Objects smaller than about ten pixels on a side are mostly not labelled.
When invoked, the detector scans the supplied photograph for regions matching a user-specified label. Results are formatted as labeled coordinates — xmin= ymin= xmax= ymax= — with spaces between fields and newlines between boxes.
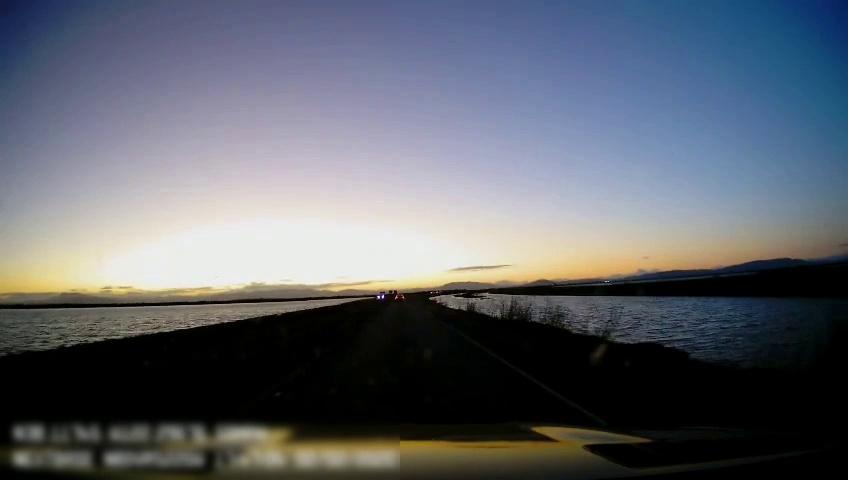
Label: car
xmin=394 ymin=293 xmax=406 ymax=302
